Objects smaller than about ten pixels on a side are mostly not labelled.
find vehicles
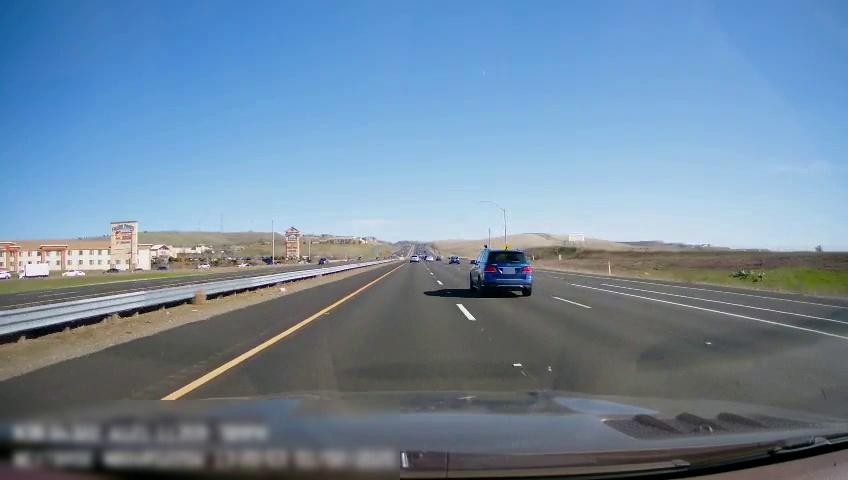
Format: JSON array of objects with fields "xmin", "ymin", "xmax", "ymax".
[
  {"xmin": 197, "ymin": 262, "xmax": 211, "ymax": 269},
  {"xmin": 155, "ymin": 266, "xmax": 168, "ymax": 271},
  {"xmin": 425, "ymin": 254, "xmax": 434, "ymax": 262},
  {"xmin": 0, "ymin": 272, "xmax": 11, "ymax": 279},
  {"xmin": 409, "ymin": 254, "xmax": 419, "ymax": 263},
  {"xmin": 106, "ymin": 268, "xmax": 119, "ymax": 273},
  {"xmin": 469, "ymin": 250, "xmax": 533, "ymax": 297},
  {"xmin": 19, "ymin": 263, "xmax": 49, "ymax": 279},
  {"xmin": 60, "ymin": 269, "xmax": 78, "ymax": 277},
  {"xmin": 133, "ymin": 268, "xmax": 144, "ymax": 272},
  {"xmin": 448, "ymin": 254, "xmax": 461, "ymax": 264},
  {"xmin": 317, "ymin": 257, "xmax": 328, "ymax": 265}
]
